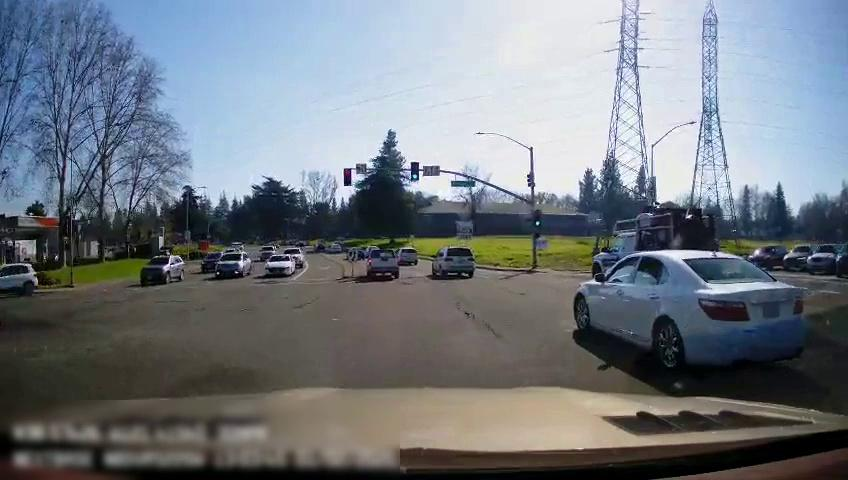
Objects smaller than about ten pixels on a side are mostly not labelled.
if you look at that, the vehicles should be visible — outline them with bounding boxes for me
[286,248,305,269]
[140,254,186,285]
[215,249,254,278]
[396,247,418,266]
[366,248,399,280]
[328,242,344,254]
[259,245,276,262]
[571,248,812,373]
[806,242,841,275]
[263,253,296,277]
[0,263,39,296]
[430,245,475,281]
[834,248,848,278]
[200,251,223,273]
[590,206,718,278]
[783,244,814,271]
[744,245,788,269]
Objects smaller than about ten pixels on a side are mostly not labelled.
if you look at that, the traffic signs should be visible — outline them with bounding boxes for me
[422,164,442,177]
[355,162,369,176]
[449,178,478,189]
[344,246,361,263]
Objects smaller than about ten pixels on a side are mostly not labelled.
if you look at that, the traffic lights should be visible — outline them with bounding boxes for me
[410,160,421,183]
[343,167,353,188]
[533,216,544,231]
[525,172,535,188]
